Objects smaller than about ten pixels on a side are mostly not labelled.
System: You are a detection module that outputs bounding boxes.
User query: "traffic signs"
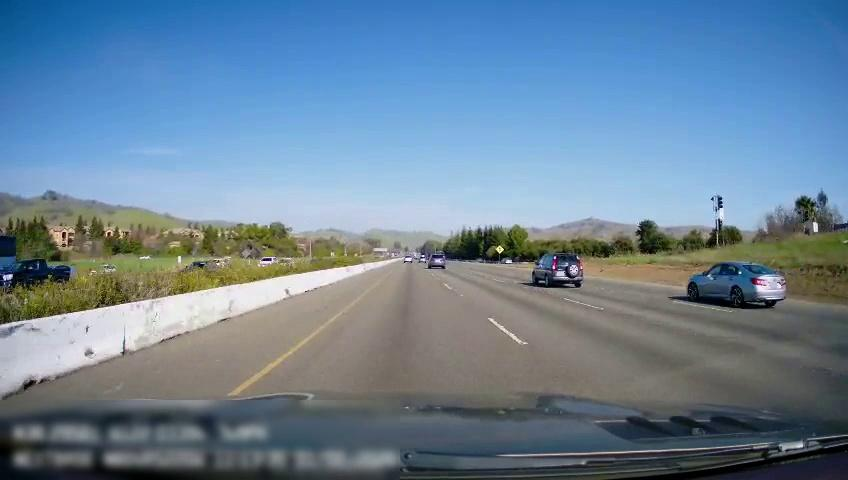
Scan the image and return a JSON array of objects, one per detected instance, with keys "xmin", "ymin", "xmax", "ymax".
[{"xmin": 495, "ymin": 244, "xmax": 505, "ymax": 255}]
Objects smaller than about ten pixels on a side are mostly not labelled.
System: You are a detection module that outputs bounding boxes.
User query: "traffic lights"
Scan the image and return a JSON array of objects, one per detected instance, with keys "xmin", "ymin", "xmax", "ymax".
[{"xmin": 716, "ymin": 195, "xmax": 724, "ymax": 211}]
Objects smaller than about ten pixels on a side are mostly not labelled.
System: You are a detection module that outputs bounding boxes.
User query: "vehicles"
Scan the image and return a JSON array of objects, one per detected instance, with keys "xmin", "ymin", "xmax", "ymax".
[
  {"xmin": 686, "ymin": 260, "xmax": 787, "ymax": 309},
  {"xmin": 277, "ymin": 257, "xmax": 298, "ymax": 268},
  {"xmin": 212, "ymin": 259, "xmax": 230, "ymax": 270},
  {"xmin": 500, "ymin": 257, "xmax": 513, "ymax": 265},
  {"xmin": 139, "ymin": 255, "xmax": 152, "ymax": 260},
  {"xmin": 531, "ymin": 252, "xmax": 584, "ymax": 288},
  {"xmin": 257, "ymin": 256, "xmax": 282, "ymax": 268},
  {"xmin": 0, "ymin": 234, "xmax": 18, "ymax": 276},
  {"xmin": 0, "ymin": 258, "xmax": 72, "ymax": 291},
  {"xmin": 87, "ymin": 264, "xmax": 118, "ymax": 277},
  {"xmin": 427, "ymin": 254, "xmax": 446, "ymax": 270},
  {"xmin": 180, "ymin": 261, "xmax": 211, "ymax": 274}
]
